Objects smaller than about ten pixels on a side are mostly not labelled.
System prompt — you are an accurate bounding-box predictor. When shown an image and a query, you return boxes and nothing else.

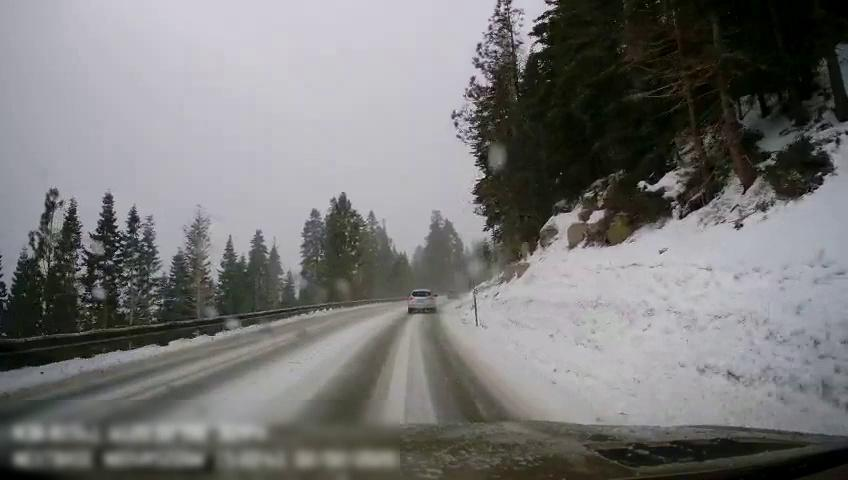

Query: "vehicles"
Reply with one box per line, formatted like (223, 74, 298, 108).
(408, 288, 439, 314)
(447, 290, 461, 300)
